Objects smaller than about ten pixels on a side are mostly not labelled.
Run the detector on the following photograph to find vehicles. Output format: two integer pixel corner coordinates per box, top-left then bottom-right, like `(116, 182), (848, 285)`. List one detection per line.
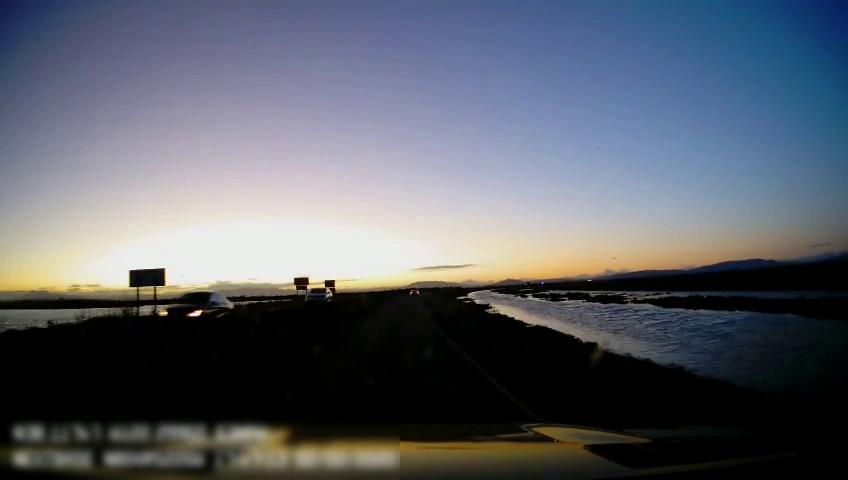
(409, 289), (420, 297)
(304, 287), (335, 305)
(159, 291), (236, 321)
